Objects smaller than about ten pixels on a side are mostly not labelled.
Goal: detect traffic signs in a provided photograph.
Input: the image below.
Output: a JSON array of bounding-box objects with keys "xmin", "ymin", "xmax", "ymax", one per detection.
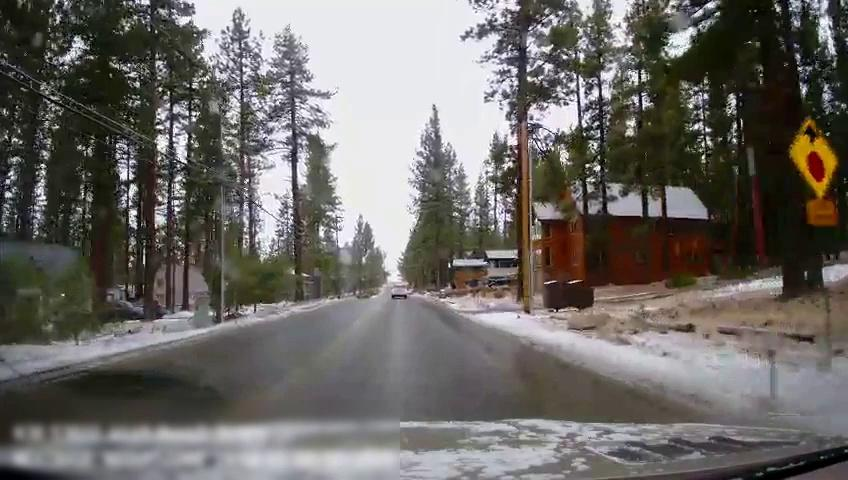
[
  {"xmin": 808, "ymin": 201, "xmax": 838, "ymax": 226},
  {"xmin": 789, "ymin": 115, "xmax": 837, "ymax": 199}
]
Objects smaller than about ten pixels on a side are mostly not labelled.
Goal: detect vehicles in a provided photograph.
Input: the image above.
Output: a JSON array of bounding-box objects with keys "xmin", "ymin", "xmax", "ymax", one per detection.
[
  {"xmin": 488, "ymin": 278, "xmax": 510, "ymax": 288},
  {"xmin": 389, "ymin": 283, "xmax": 408, "ymax": 299},
  {"xmin": 128, "ymin": 297, "xmax": 163, "ymax": 320},
  {"xmin": 100, "ymin": 300, "xmax": 146, "ymax": 323}
]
